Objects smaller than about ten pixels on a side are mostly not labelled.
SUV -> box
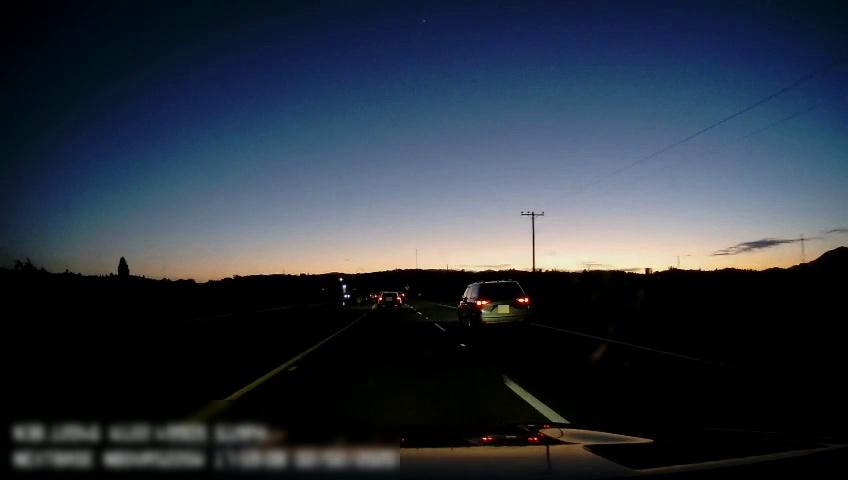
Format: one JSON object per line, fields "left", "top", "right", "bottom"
{"left": 457, "top": 280, "right": 531, "bottom": 336}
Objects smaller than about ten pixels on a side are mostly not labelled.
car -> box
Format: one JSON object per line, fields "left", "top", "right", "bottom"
{"left": 379, "top": 291, "right": 401, "bottom": 309}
